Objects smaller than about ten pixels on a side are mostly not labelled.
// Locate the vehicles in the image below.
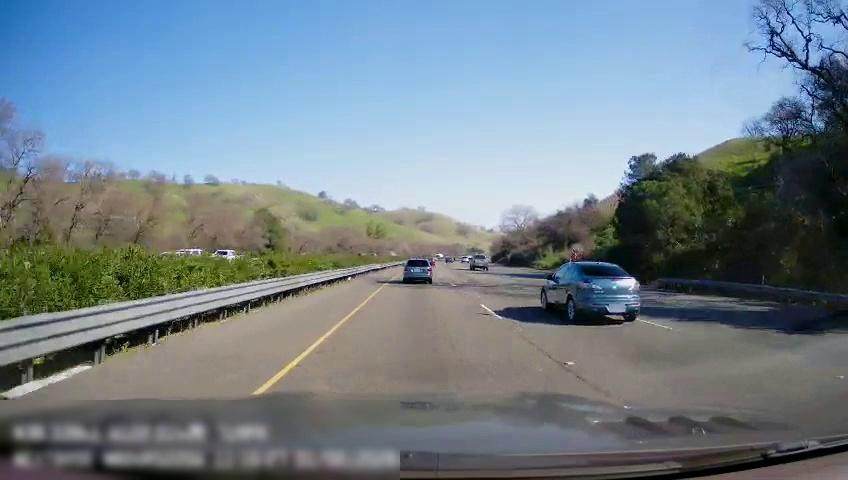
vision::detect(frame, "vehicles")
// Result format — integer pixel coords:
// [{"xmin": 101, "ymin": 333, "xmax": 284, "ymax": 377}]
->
[
  {"xmin": 403, "ymin": 258, "xmax": 433, "ymax": 284},
  {"xmin": 468, "ymin": 254, "xmax": 489, "ymax": 271},
  {"xmin": 540, "ymin": 260, "xmax": 640, "ymax": 325},
  {"xmin": 428, "ymin": 257, "xmax": 436, "ymax": 267},
  {"xmin": 213, "ymin": 249, "xmax": 246, "ymax": 259},
  {"xmin": 175, "ymin": 248, "xmax": 202, "ymax": 255}
]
